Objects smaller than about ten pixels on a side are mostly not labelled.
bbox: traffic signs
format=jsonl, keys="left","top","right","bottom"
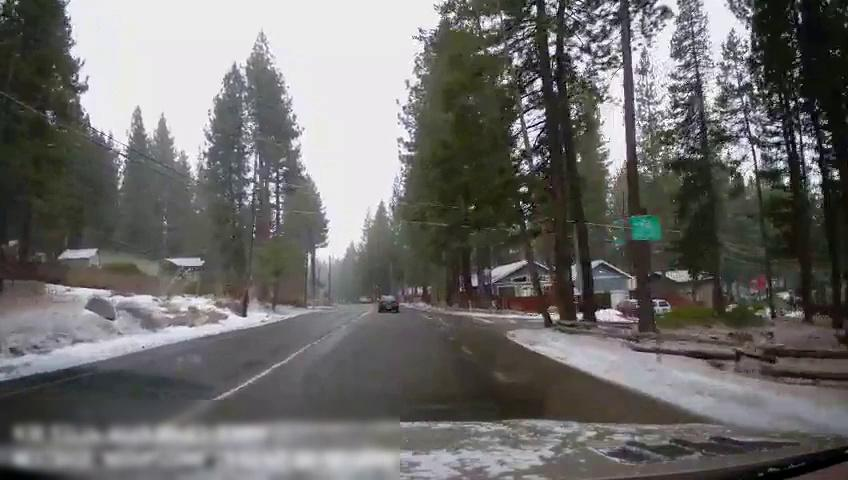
{"left": 631, "top": 214, "right": 665, "bottom": 240}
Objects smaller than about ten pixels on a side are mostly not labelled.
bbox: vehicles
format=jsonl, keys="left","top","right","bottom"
{"left": 654, "top": 298, "right": 672, "bottom": 317}
{"left": 614, "top": 298, "right": 640, "bottom": 320}
{"left": 376, "top": 295, "right": 400, "bottom": 314}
